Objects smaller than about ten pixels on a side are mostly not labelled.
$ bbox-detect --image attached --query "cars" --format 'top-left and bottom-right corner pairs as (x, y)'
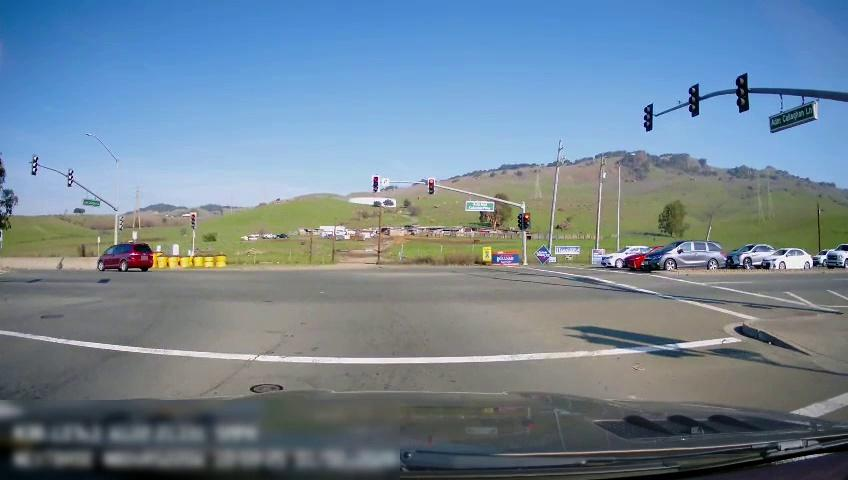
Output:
(621, 245), (667, 271)
(600, 245), (649, 269)
(761, 247), (814, 271)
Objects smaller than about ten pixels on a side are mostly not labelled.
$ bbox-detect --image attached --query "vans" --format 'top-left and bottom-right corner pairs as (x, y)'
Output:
(644, 238), (728, 271)
(96, 241), (155, 273)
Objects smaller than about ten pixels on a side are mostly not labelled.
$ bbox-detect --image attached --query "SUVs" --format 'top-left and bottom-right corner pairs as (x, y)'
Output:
(811, 248), (837, 268)
(725, 243), (778, 270)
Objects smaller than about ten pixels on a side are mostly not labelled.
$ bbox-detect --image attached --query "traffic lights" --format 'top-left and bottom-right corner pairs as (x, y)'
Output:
(642, 103), (655, 133)
(521, 212), (530, 230)
(371, 175), (382, 194)
(30, 154), (40, 176)
(117, 215), (126, 233)
(516, 212), (525, 231)
(65, 167), (75, 187)
(735, 71), (750, 114)
(687, 82), (700, 118)
(426, 176), (437, 195)
(189, 212), (198, 229)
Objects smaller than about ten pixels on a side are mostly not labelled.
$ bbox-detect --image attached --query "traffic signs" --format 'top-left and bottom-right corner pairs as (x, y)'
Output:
(768, 99), (819, 134)
(463, 199), (497, 213)
(82, 197), (102, 208)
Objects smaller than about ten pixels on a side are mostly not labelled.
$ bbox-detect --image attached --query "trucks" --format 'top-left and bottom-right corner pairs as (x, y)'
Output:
(825, 243), (848, 269)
